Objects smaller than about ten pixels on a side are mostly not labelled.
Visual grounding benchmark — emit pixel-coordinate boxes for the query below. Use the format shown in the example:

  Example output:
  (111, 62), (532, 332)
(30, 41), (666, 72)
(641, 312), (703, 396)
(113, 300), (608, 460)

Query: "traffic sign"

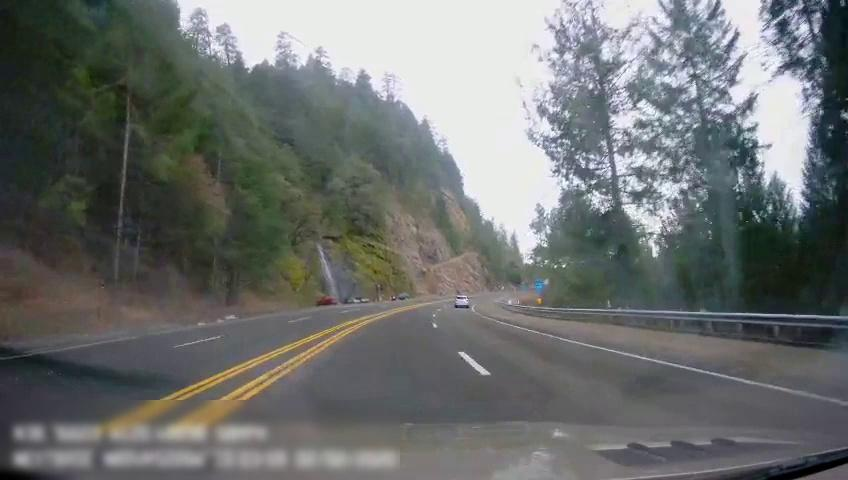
(535, 279), (544, 292)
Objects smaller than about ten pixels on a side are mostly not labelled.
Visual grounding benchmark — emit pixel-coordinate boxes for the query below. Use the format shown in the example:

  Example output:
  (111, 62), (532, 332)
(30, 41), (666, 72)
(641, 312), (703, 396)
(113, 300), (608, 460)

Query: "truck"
(394, 293), (408, 301)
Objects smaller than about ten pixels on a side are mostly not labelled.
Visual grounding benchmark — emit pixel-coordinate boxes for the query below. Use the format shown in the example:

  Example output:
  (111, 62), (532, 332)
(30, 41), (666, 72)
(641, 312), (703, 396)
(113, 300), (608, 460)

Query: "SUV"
(455, 295), (470, 308)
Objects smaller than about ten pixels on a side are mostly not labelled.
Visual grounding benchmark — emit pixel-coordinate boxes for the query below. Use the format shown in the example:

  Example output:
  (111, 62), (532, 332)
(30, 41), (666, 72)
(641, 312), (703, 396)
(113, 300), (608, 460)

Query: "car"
(314, 295), (338, 306)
